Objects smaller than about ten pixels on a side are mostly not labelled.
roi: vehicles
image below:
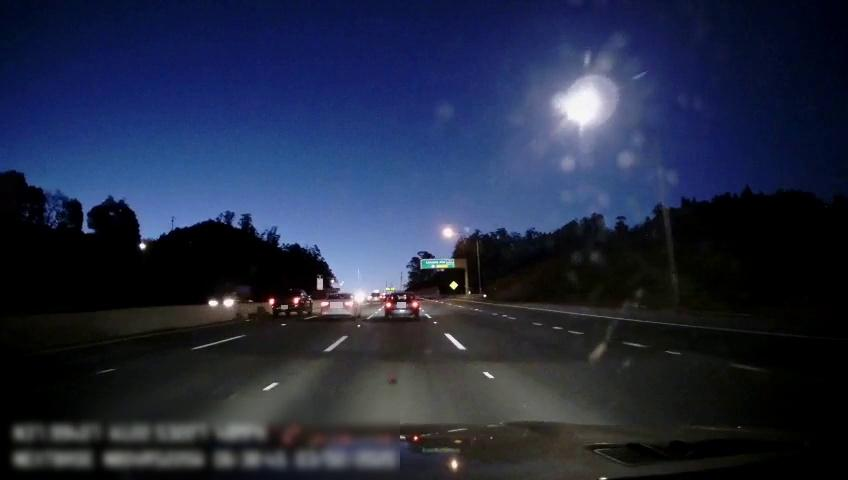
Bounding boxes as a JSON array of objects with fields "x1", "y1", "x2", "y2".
[
  {"x1": 321, "y1": 292, "x2": 363, "y2": 321},
  {"x1": 369, "y1": 292, "x2": 384, "y2": 305},
  {"x1": 384, "y1": 292, "x2": 420, "y2": 320},
  {"x1": 270, "y1": 288, "x2": 313, "y2": 317},
  {"x1": 208, "y1": 293, "x2": 243, "y2": 306}
]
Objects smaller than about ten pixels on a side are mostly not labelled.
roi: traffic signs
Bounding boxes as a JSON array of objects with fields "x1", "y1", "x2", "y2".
[
  {"x1": 449, "y1": 280, "x2": 459, "y2": 291},
  {"x1": 317, "y1": 278, "x2": 324, "y2": 290},
  {"x1": 420, "y1": 259, "x2": 455, "y2": 269}
]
